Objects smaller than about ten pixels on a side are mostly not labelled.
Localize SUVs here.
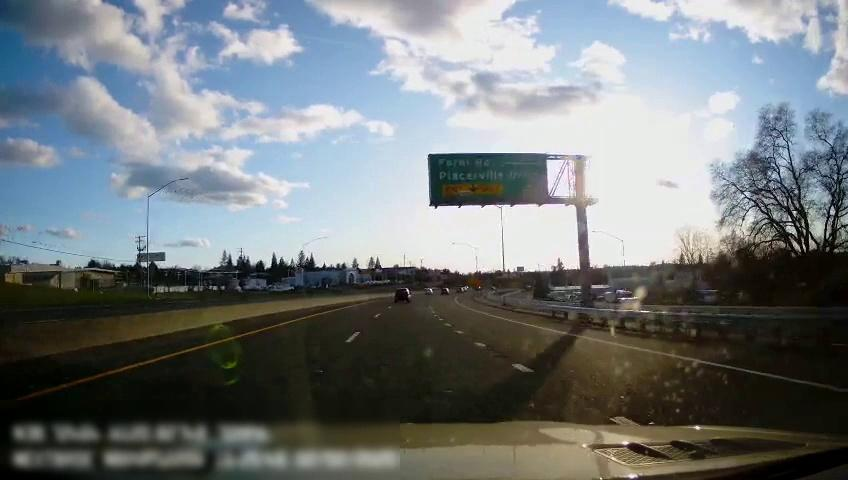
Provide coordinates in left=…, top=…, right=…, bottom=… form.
left=394, top=287, right=411, bottom=302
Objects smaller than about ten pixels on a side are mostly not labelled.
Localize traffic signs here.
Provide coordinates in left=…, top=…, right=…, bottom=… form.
left=427, top=151, right=548, bottom=204
left=470, top=277, right=481, bottom=289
